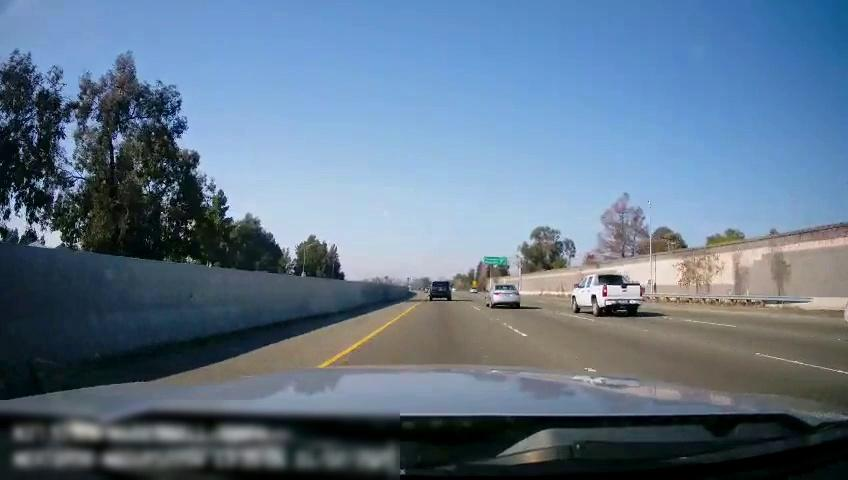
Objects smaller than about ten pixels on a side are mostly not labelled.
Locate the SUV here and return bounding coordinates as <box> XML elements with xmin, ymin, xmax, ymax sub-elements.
<box><xmin>428</xmin><ymin>280</ymin><xmax>452</xmax><ymax>301</ymax></box>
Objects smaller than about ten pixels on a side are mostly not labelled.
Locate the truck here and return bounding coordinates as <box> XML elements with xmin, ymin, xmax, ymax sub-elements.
<box><xmin>570</xmin><ymin>273</ymin><xmax>643</xmax><ymax>317</ymax></box>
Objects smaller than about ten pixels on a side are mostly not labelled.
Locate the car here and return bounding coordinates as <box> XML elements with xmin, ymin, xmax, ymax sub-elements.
<box><xmin>485</xmin><ymin>284</ymin><xmax>520</xmax><ymax>308</ymax></box>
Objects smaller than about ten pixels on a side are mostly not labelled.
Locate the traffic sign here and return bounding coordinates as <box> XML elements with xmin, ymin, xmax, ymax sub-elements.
<box><xmin>483</xmin><ymin>256</ymin><xmax>508</xmax><ymax>266</ymax></box>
